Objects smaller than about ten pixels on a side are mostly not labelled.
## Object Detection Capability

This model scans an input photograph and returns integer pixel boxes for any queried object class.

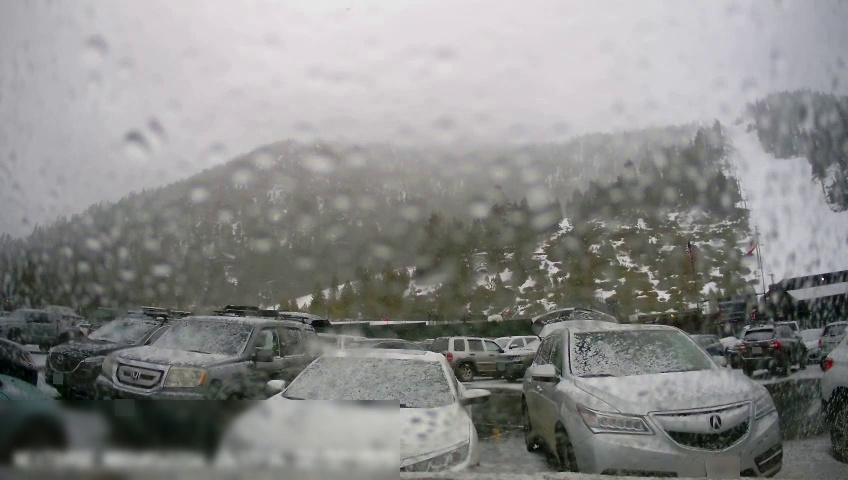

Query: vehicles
[503,321,564,384]
[728,340,743,369]
[493,335,538,352]
[0,337,40,388]
[95,316,324,461]
[0,373,70,467]
[216,348,492,473]
[0,308,82,355]
[799,328,823,366]
[317,332,362,354]
[687,334,726,356]
[719,336,742,347]
[818,321,848,370]
[343,337,424,350]
[429,336,506,382]
[44,318,169,412]
[740,326,809,378]
[520,321,783,480]
[820,335,848,464]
